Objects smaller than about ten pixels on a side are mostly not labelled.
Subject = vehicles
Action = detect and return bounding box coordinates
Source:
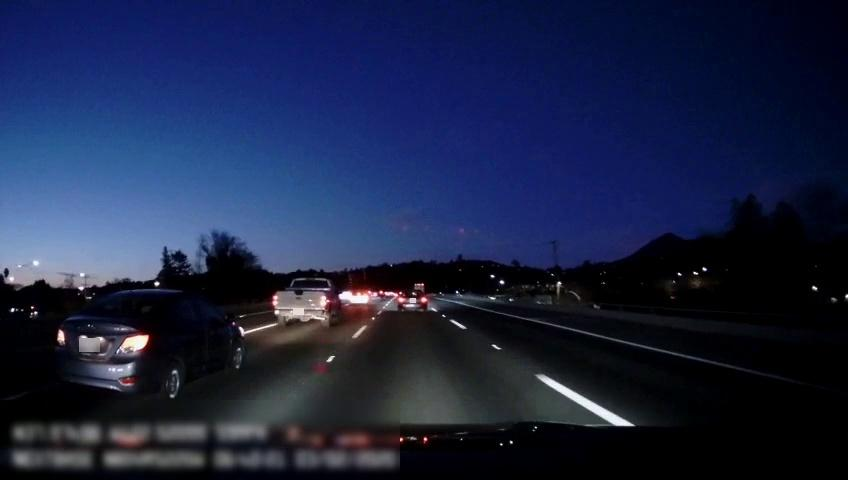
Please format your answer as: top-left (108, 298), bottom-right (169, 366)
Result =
top-left (273, 278), bottom-right (342, 328)
top-left (397, 289), bottom-right (427, 313)
top-left (368, 287), bottom-right (384, 298)
top-left (350, 291), bottom-right (371, 305)
top-left (338, 290), bottom-right (354, 301)
top-left (414, 283), bottom-right (424, 293)
top-left (55, 288), bottom-right (247, 402)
